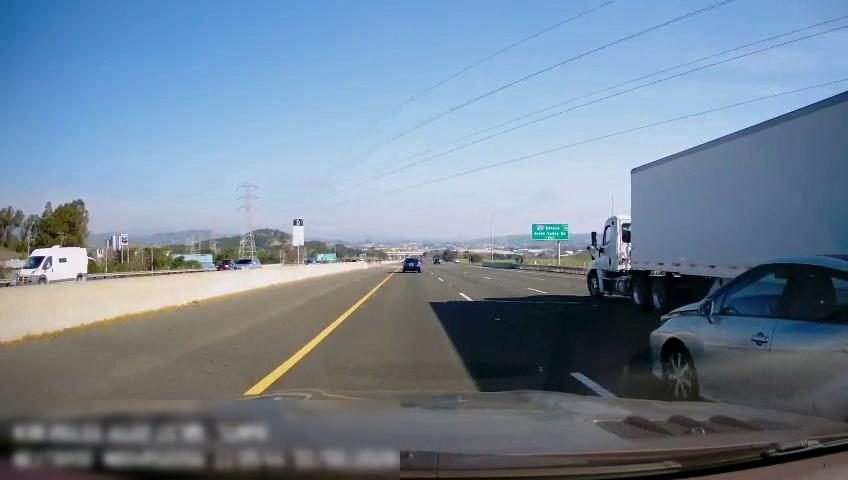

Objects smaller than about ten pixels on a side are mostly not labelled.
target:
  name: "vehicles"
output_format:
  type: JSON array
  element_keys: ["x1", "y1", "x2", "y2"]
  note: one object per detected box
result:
[
  {"x1": 586, "y1": 91, "x2": 848, "y2": 311},
  {"x1": 216, "y1": 259, "x2": 238, "y2": 272},
  {"x1": 650, "y1": 253, "x2": 848, "y2": 419},
  {"x1": 402, "y1": 257, "x2": 421, "y2": 274},
  {"x1": 15, "y1": 244, "x2": 88, "y2": 288},
  {"x1": 229, "y1": 258, "x2": 263, "y2": 272}
]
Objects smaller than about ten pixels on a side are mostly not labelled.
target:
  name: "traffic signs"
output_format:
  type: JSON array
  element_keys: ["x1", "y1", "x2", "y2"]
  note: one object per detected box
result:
[
  {"x1": 531, "y1": 223, "x2": 570, "y2": 241},
  {"x1": 316, "y1": 253, "x2": 336, "y2": 261}
]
